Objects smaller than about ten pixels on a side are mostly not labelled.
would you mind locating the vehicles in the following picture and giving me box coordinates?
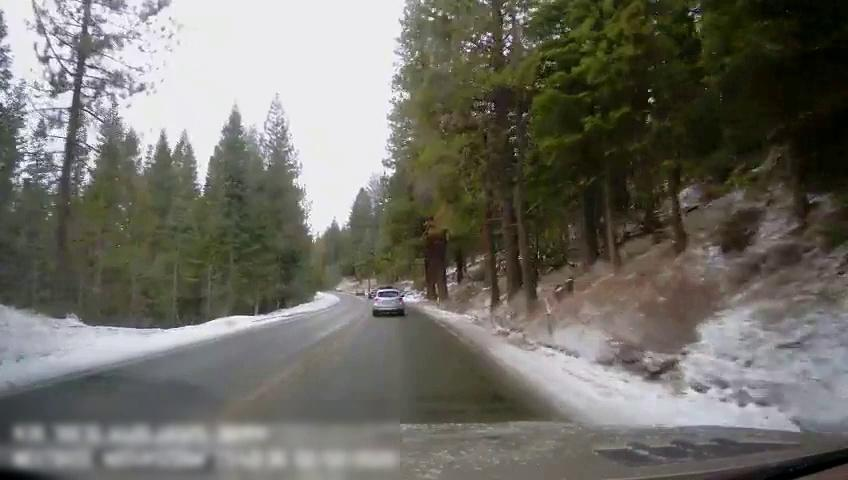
[378,286,396,290]
[368,289,379,299]
[372,289,405,316]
